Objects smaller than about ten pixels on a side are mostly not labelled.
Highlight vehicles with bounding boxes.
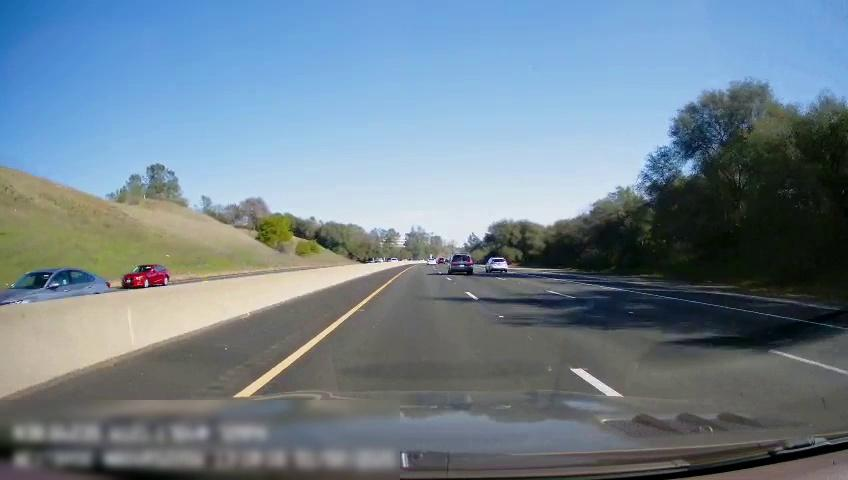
[120,263,171,289]
[0,266,113,306]
[485,257,507,272]
[427,257,437,266]
[447,253,473,275]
